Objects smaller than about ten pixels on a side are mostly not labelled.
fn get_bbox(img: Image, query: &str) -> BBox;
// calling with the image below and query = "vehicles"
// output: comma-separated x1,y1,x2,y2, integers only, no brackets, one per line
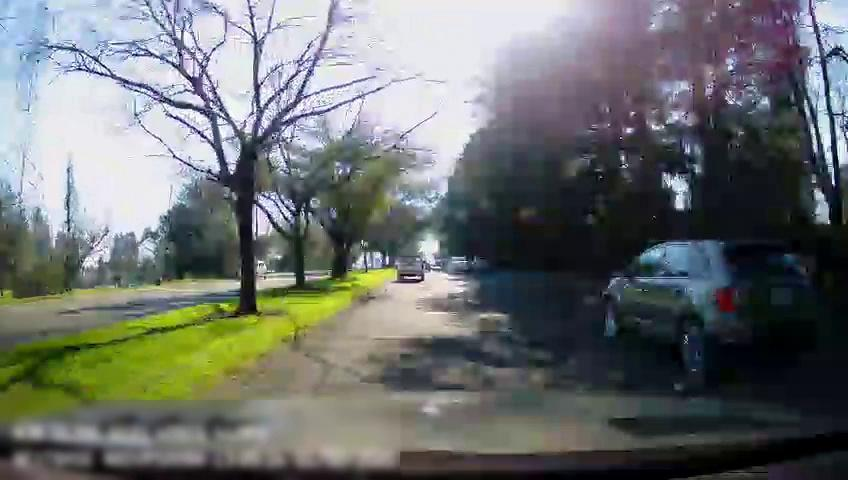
597,237,825,374
472,254,490,269
254,259,268,282
396,253,425,282
447,256,470,275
